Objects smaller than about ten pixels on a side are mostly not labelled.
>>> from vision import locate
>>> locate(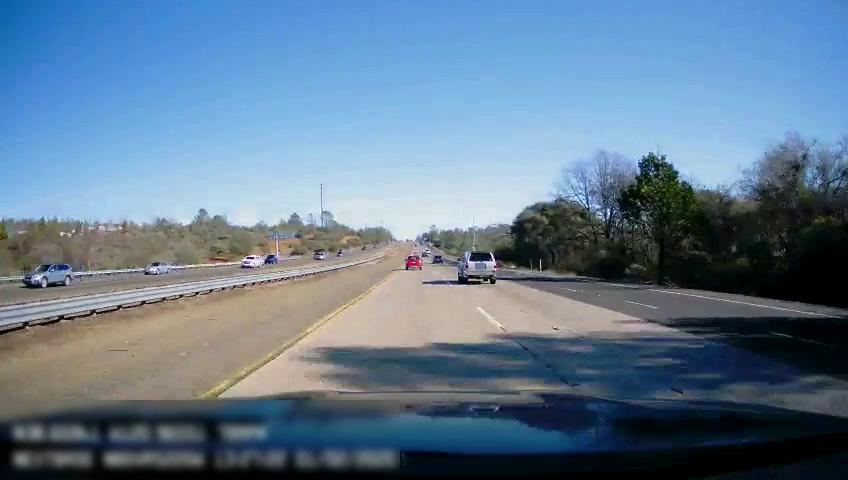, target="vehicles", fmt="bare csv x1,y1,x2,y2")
240,255,266,270
143,262,172,275
432,254,444,265
454,250,497,285
314,253,327,261
264,255,278,265
405,253,423,270
22,264,73,289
